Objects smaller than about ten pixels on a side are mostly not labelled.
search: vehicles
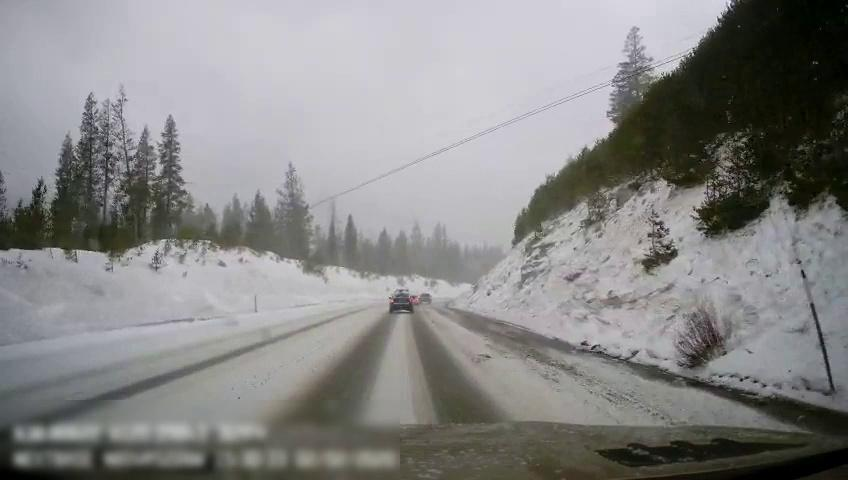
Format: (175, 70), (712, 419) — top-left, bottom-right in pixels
(388, 288), (415, 313)
(419, 292), (432, 303)
(409, 295), (421, 305)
